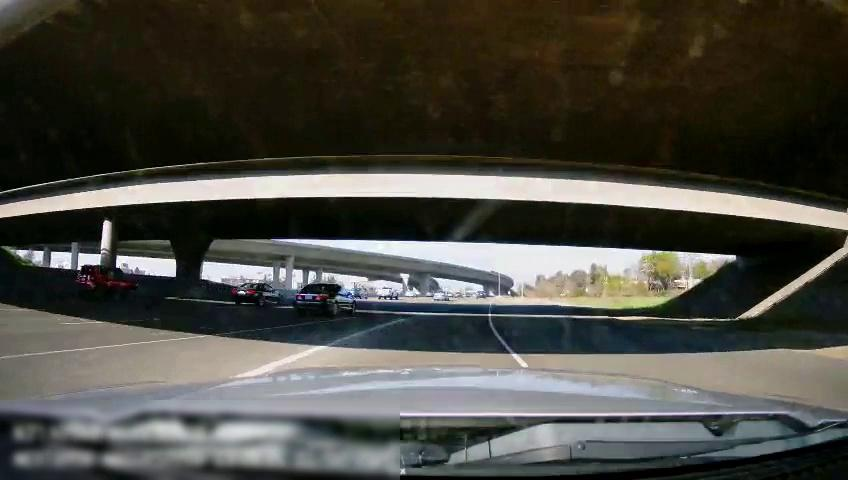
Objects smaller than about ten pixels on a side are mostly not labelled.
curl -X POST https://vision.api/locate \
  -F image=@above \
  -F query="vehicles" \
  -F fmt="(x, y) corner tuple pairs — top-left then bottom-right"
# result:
(296, 282), (358, 318)
(376, 286), (399, 301)
(351, 287), (369, 300)
(230, 281), (286, 309)
(77, 263), (145, 297)
(433, 289), (450, 302)
(476, 290), (488, 301)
